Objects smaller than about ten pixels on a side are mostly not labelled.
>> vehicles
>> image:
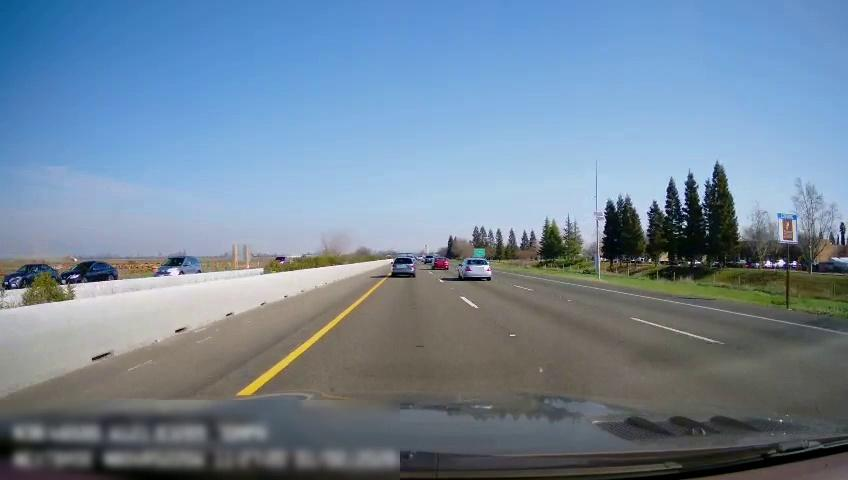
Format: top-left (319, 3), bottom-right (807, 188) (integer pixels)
top-left (266, 256), bottom-right (290, 268)
top-left (457, 256), bottom-right (493, 282)
top-left (2, 264), bottom-right (60, 290)
top-left (153, 256), bottom-right (204, 278)
top-left (390, 256), bottom-right (417, 279)
top-left (429, 256), bottom-right (450, 271)
top-left (58, 261), bottom-right (120, 286)
top-left (422, 255), bottom-right (433, 265)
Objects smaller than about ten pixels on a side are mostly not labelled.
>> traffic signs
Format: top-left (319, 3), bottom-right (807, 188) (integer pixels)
top-left (473, 249), bottom-right (484, 258)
